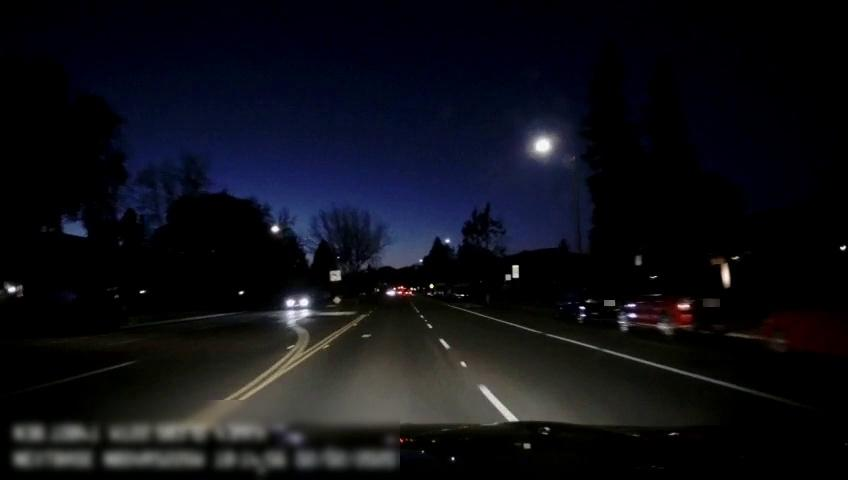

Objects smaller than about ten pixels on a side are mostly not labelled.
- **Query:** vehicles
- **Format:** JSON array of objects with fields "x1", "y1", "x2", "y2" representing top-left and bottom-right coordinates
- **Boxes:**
[
  {"x1": 556, "y1": 287, "x2": 619, "y2": 328},
  {"x1": 756, "y1": 289, "x2": 848, "y2": 356},
  {"x1": 609, "y1": 289, "x2": 724, "y2": 341},
  {"x1": 287, "y1": 292, "x2": 312, "y2": 310}
]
